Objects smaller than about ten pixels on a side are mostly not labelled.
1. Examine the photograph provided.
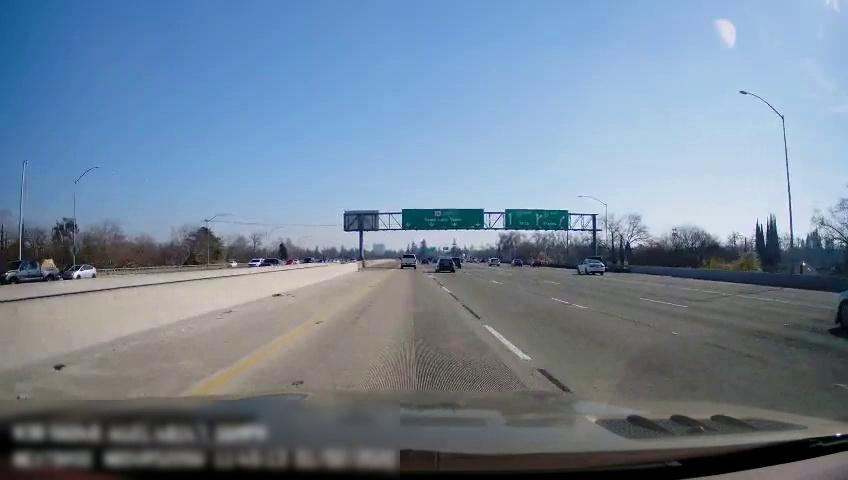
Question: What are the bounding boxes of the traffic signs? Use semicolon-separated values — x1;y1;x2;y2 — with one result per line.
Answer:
402;207;485;231
504;208;569;230
343;209;380;230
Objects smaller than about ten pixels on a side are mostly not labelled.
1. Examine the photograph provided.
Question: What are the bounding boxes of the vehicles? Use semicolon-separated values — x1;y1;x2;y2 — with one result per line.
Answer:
585;256;608;271
398;253;417;270
510;258;522;268
227;259;239;268
450;257;462;269
259;258;281;267
575;258;606;276
303;257;316;264
435;256;456;274
62;263;97;280
530;259;543;268
834;294;848;330
487;257;501;267
247;258;266;269
0;258;62;286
